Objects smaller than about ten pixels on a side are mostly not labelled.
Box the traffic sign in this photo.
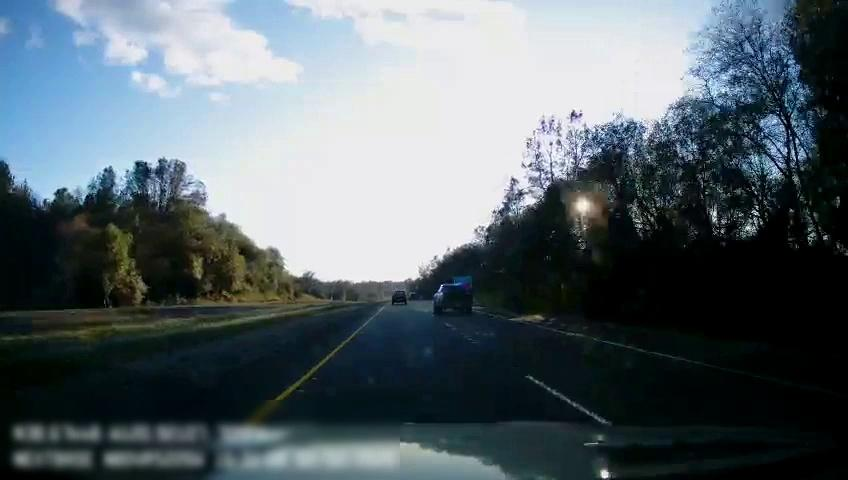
[452,275,473,290]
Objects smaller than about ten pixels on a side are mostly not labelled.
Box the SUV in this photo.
[391,291,407,305]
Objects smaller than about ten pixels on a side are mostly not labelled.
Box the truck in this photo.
[433,283,473,315]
